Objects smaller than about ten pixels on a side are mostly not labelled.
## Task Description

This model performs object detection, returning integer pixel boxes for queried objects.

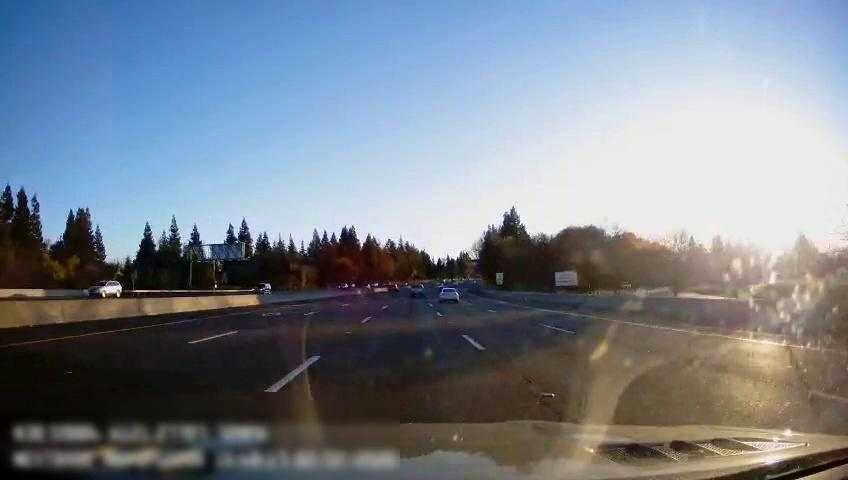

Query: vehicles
[253,283,272,294]
[439,287,460,304]
[411,284,424,296]
[336,282,349,290]
[387,282,399,293]
[618,282,631,290]
[88,281,122,299]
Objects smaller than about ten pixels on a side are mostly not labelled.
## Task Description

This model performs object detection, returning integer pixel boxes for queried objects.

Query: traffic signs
[496,272,504,286]
[554,271,579,287]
